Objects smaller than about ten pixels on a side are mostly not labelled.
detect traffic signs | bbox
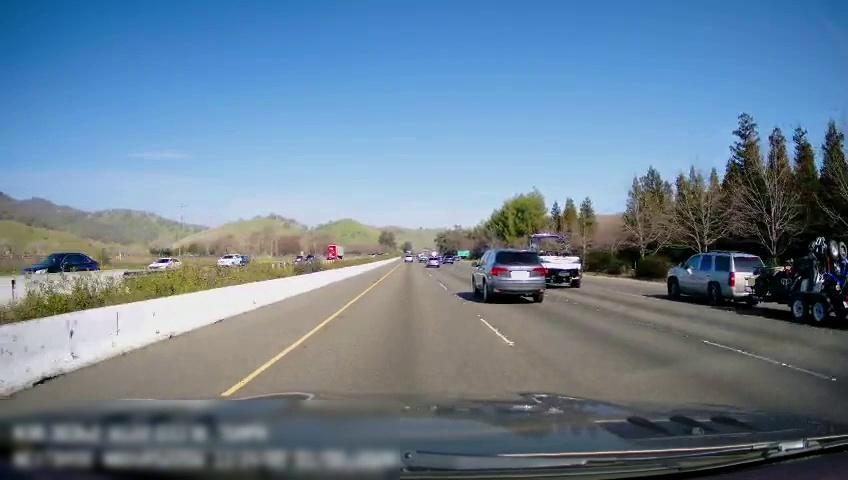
[456,248,471,257]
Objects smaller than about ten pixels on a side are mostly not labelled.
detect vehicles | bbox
[527,232,581,290]
[147,256,184,273]
[442,255,454,265]
[303,255,321,264]
[216,253,243,268]
[470,246,547,304]
[425,256,441,268]
[294,255,308,263]
[743,236,848,327]
[326,244,345,261]
[665,249,769,309]
[21,251,102,277]
[238,255,251,267]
